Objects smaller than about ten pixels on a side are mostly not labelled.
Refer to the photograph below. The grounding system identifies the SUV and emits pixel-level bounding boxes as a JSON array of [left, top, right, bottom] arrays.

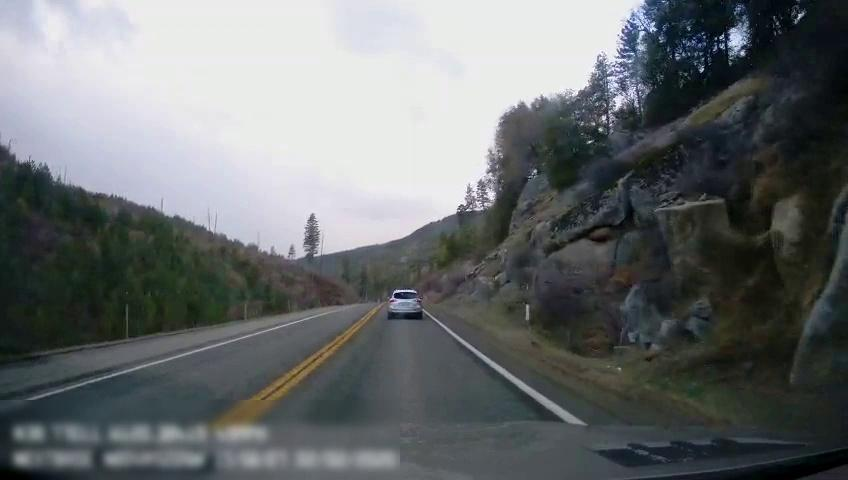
[[387, 289, 423, 320]]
